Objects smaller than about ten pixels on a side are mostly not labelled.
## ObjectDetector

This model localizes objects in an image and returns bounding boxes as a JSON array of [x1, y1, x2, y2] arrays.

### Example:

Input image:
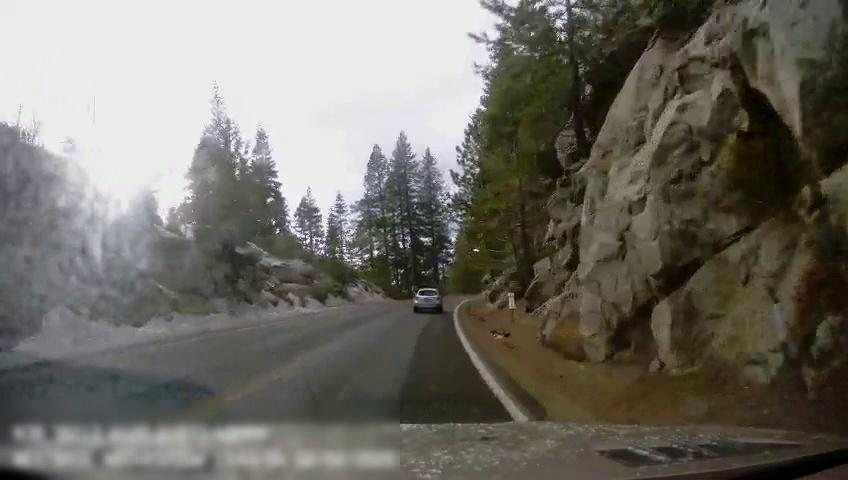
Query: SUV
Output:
[[413, 287, 443, 312]]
